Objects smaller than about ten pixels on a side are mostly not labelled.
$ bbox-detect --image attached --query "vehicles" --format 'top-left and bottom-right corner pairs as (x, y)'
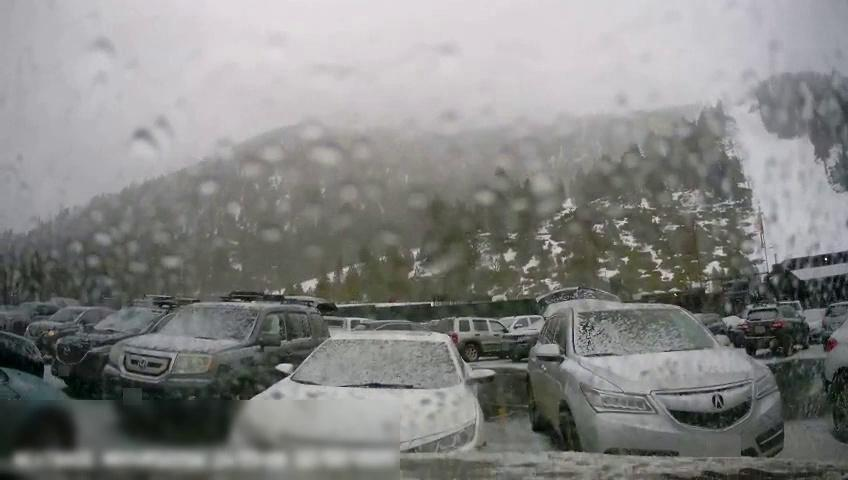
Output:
(321, 315), (368, 337)
(509, 300), (572, 363)
(350, 320), (432, 332)
(742, 305), (811, 357)
(820, 301), (848, 351)
(104, 301), (331, 447)
(0, 301), (63, 337)
(498, 315), (542, 332)
(821, 318), (848, 445)
(226, 330), (497, 453)
(525, 301), (785, 458)
(0, 366), (81, 460)
(732, 318), (747, 349)
(721, 315), (743, 325)
(25, 306), (114, 366)
(432, 316), (510, 363)
(803, 308), (827, 346)
(0, 330), (44, 380)
(51, 306), (177, 402)
(692, 313), (730, 336)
